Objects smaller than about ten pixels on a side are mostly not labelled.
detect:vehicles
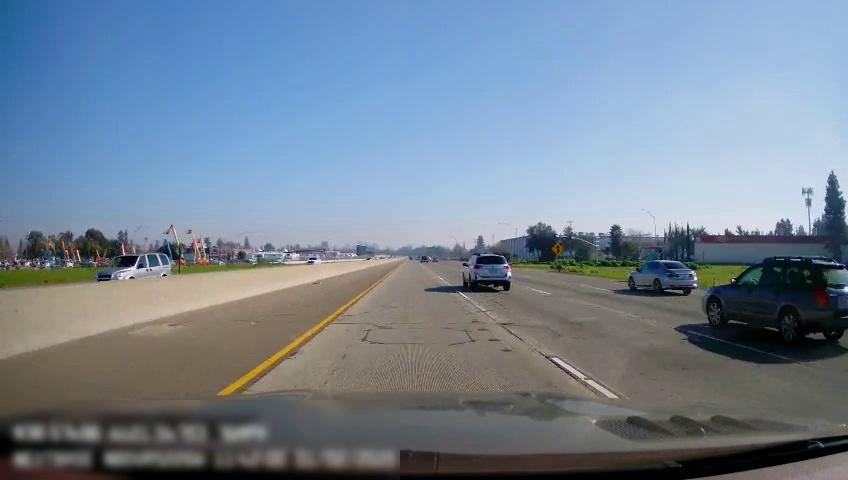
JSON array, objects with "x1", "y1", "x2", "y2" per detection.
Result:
[
  {"x1": 462, "y1": 253, "x2": 513, "y2": 292},
  {"x1": 702, "y1": 255, "x2": 848, "y2": 347},
  {"x1": 626, "y1": 259, "x2": 698, "y2": 296},
  {"x1": 95, "y1": 253, "x2": 173, "y2": 283},
  {"x1": 306, "y1": 257, "x2": 322, "y2": 265}
]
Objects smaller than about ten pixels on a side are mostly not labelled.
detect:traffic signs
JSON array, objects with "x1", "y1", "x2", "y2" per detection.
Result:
[{"x1": 552, "y1": 242, "x2": 564, "y2": 256}]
